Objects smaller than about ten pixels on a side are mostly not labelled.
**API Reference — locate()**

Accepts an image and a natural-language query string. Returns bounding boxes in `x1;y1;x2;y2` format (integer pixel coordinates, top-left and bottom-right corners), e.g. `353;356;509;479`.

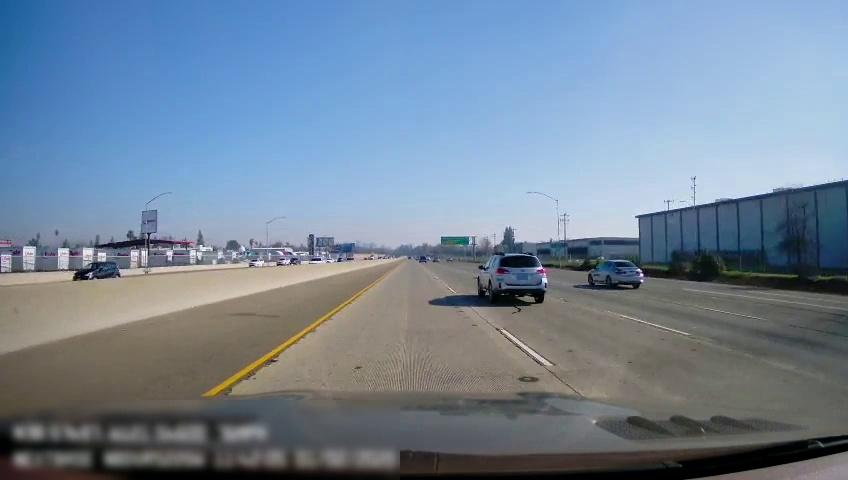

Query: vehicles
249;259;264;267
288;257;301;266
277;258;292;266
308;257;326;264
476;253;549;304
72;261;121;282
586;258;644;290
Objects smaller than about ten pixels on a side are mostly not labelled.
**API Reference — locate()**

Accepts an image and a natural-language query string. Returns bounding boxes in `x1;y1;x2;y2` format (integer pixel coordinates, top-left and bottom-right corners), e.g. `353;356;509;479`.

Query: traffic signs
440;236;469;246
